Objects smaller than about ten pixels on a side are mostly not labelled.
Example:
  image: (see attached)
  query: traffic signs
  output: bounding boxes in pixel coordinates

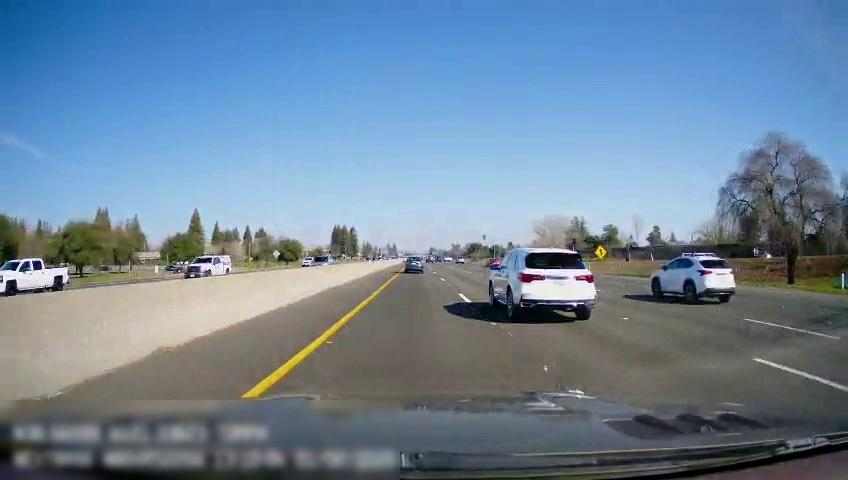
[594,244,607,260]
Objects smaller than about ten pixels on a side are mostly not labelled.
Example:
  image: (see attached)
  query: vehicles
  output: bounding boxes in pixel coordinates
[487,248,596,322]
[312,255,334,267]
[650,255,736,304]
[184,255,233,279]
[484,257,497,267]
[403,255,426,275]
[301,257,314,267]
[0,258,69,296]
